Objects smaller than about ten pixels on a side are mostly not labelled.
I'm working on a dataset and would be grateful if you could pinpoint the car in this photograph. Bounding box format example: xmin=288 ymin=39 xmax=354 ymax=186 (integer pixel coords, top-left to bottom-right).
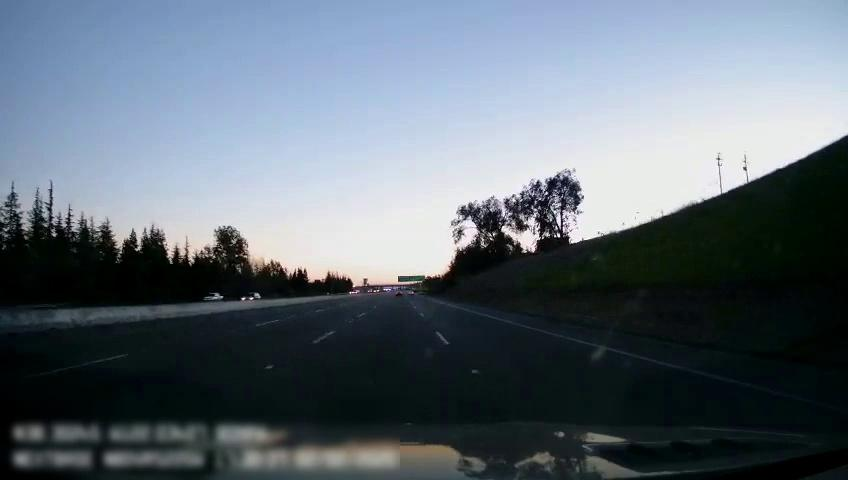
xmin=239 ymin=291 xmax=262 ymax=301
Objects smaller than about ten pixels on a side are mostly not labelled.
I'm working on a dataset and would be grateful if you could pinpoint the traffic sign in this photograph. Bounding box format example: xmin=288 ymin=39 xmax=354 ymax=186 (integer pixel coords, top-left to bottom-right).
xmin=398 ymin=275 xmax=425 ymax=282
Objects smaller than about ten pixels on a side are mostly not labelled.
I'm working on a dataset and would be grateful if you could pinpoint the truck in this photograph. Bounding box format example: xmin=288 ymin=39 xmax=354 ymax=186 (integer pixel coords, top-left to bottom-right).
xmin=202 ymin=292 xmax=224 ymax=302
